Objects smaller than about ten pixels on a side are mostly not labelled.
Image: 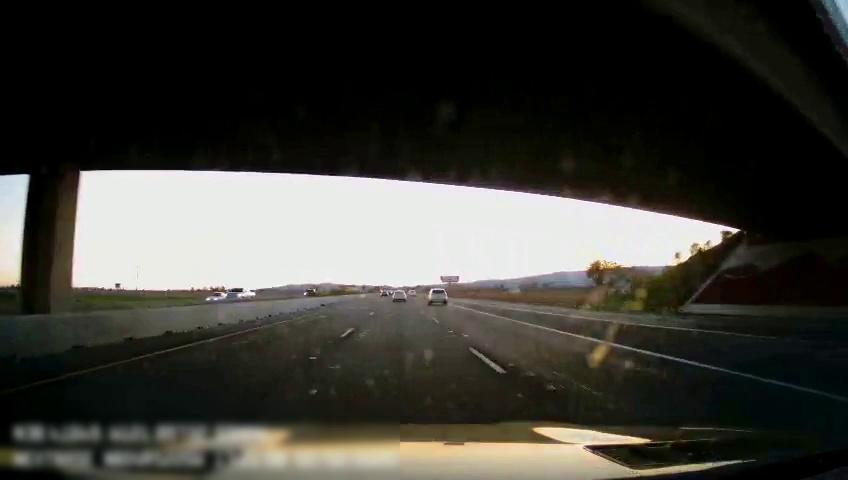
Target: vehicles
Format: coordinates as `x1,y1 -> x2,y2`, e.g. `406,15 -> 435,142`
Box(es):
225,287 -> 256,299
426,288 -> 449,306
391,290 -> 407,303
303,288 -> 315,296
204,290 -> 227,302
